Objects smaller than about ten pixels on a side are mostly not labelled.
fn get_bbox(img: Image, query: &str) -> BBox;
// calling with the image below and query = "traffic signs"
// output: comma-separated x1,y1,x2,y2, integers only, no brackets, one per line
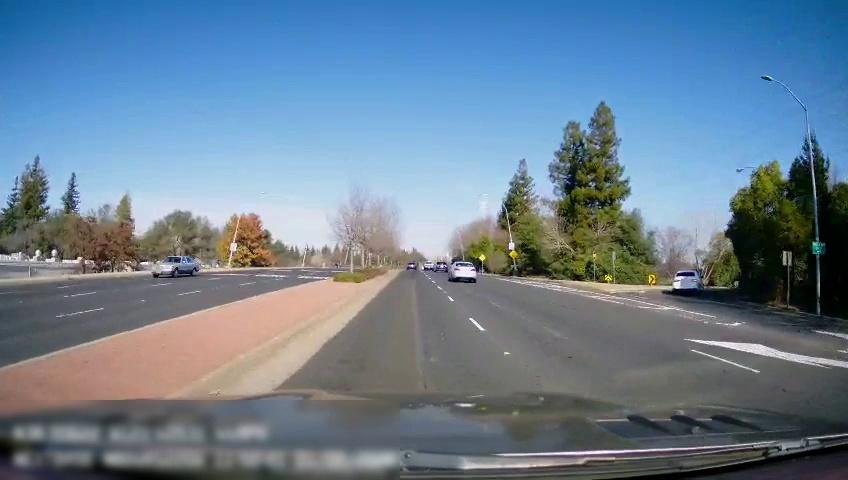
649,275,657,286
508,250,519,260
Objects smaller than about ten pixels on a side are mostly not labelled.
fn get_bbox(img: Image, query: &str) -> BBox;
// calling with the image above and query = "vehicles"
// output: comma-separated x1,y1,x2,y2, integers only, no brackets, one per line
151,255,201,278
423,260,434,271
672,270,702,294
447,261,477,284
434,262,448,273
